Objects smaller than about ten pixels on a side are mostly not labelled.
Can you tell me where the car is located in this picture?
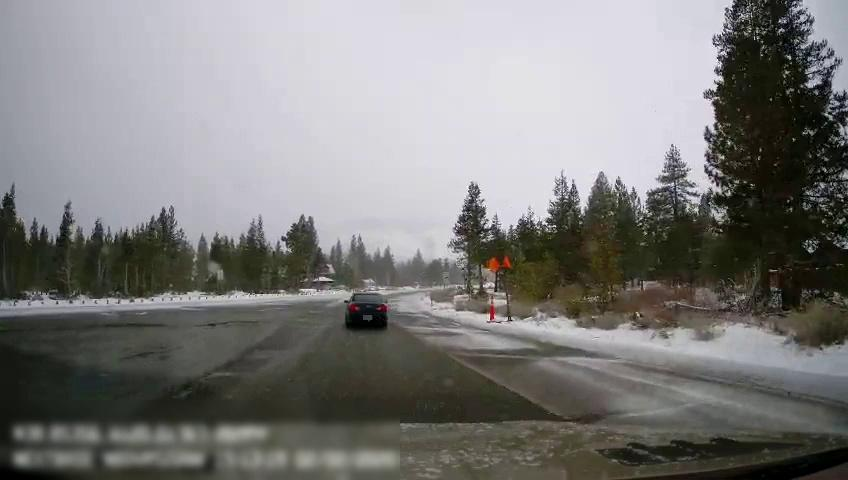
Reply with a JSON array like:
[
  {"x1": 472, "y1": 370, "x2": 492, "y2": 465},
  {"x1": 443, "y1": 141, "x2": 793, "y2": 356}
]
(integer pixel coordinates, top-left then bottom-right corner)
[{"x1": 343, "y1": 292, "x2": 388, "y2": 327}]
